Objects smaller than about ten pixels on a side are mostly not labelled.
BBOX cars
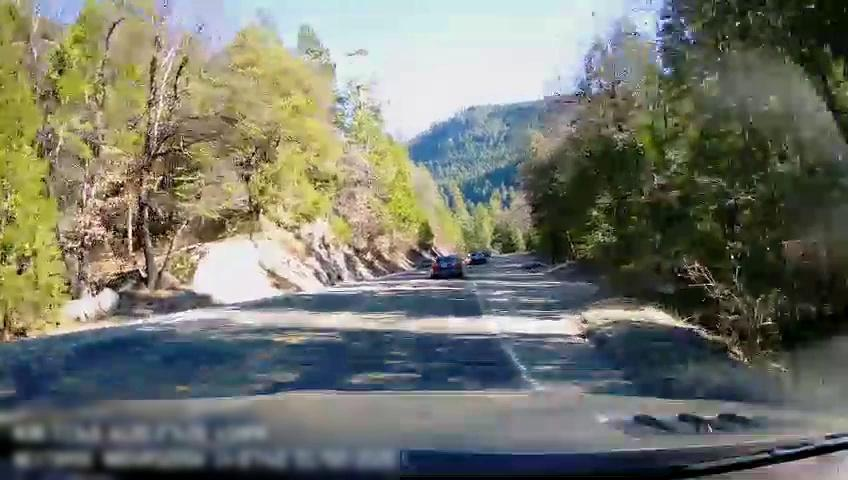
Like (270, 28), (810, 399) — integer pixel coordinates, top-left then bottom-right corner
(469, 251), (489, 265)
(431, 255), (463, 279)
